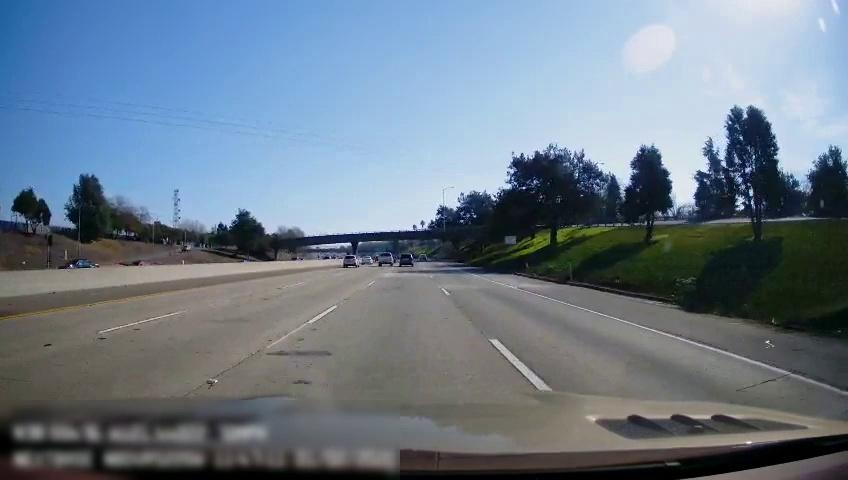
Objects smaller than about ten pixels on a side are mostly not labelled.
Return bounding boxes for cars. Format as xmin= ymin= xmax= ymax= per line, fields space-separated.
xmin=64 ymin=260 xmax=96 ymax=269
xmin=360 ymin=255 xmax=373 ymax=265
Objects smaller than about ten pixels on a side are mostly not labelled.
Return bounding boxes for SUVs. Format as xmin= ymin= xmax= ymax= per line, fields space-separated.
xmin=342 ymin=254 xmax=361 ymax=269
xmin=398 ymin=253 xmax=415 ymax=268
xmin=377 ymin=251 xmax=394 ymax=267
